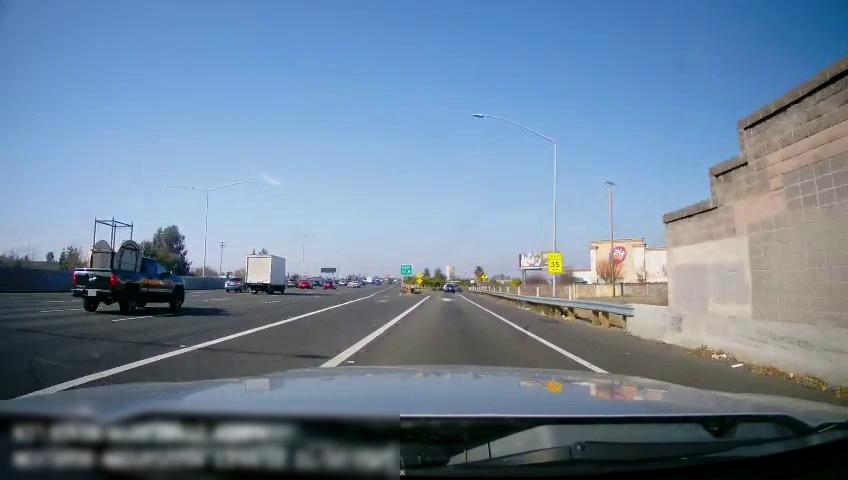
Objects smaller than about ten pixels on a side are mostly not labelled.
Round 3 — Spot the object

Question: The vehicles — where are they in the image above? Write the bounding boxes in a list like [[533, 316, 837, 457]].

[[287, 278, 298, 288], [245, 254, 287, 295], [72, 255, 186, 315], [298, 280, 313, 289], [224, 277, 246, 292]]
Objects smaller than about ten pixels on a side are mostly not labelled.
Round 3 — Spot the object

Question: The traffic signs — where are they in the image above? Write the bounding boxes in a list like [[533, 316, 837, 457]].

[[547, 253, 562, 272], [400, 264, 413, 275]]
